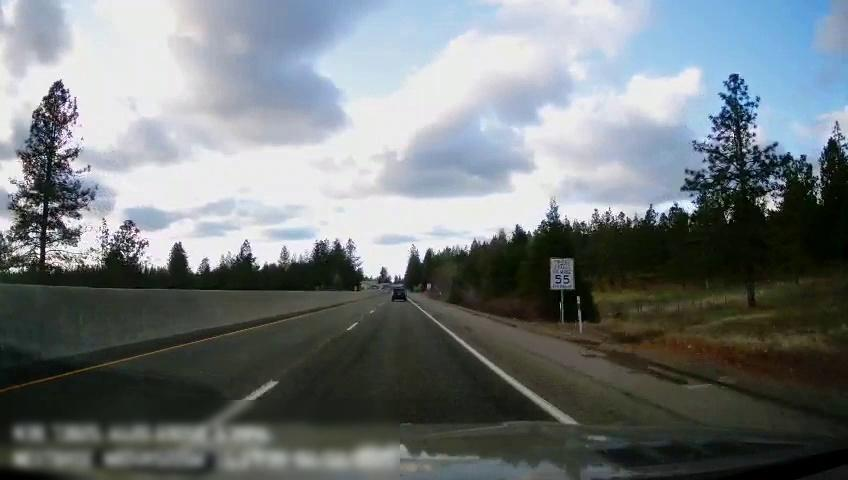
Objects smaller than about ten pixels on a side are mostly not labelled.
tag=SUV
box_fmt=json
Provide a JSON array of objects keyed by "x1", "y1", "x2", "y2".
[{"x1": 391, "y1": 287, "x2": 408, "y2": 302}]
